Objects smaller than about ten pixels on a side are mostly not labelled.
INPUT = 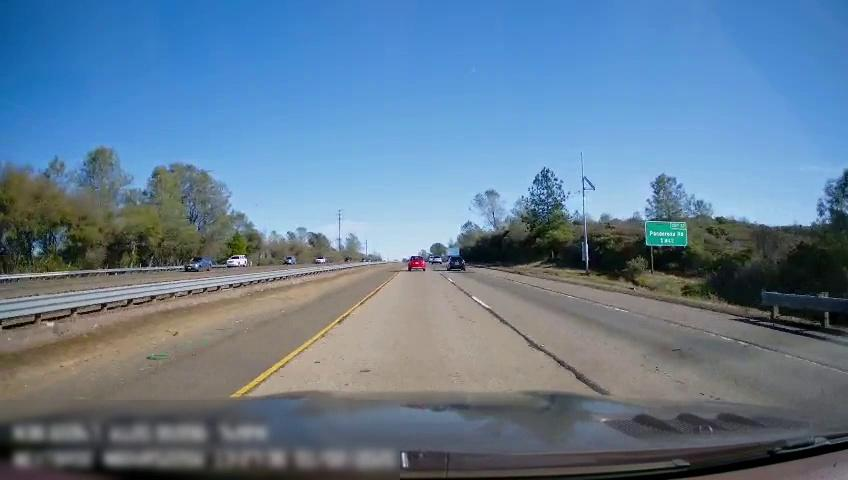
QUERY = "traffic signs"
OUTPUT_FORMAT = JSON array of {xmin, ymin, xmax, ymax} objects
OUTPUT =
[
  {"xmin": 645, "ymin": 220, "xmax": 688, "ymax": 247},
  {"xmin": 446, "ymin": 248, "xmax": 460, "ymax": 258}
]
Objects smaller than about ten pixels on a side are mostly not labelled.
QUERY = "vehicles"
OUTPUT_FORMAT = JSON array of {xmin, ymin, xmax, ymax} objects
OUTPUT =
[
  {"xmin": 432, "ymin": 255, "xmax": 443, "ymax": 263},
  {"xmin": 283, "ymin": 256, "xmax": 297, "ymax": 265},
  {"xmin": 183, "ymin": 256, "xmax": 212, "ymax": 273},
  {"xmin": 313, "ymin": 255, "xmax": 328, "ymax": 265},
  {"xmin": 446, "ymin": 255, "xmax": 467, "ymax": 271},
  {"xmin": 227, "ymin": 254, "xmax": 248, "ymax": 269},
  {"xmin": 407, "ymin": 254, "xmax": 427, "ymax": 272}
]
